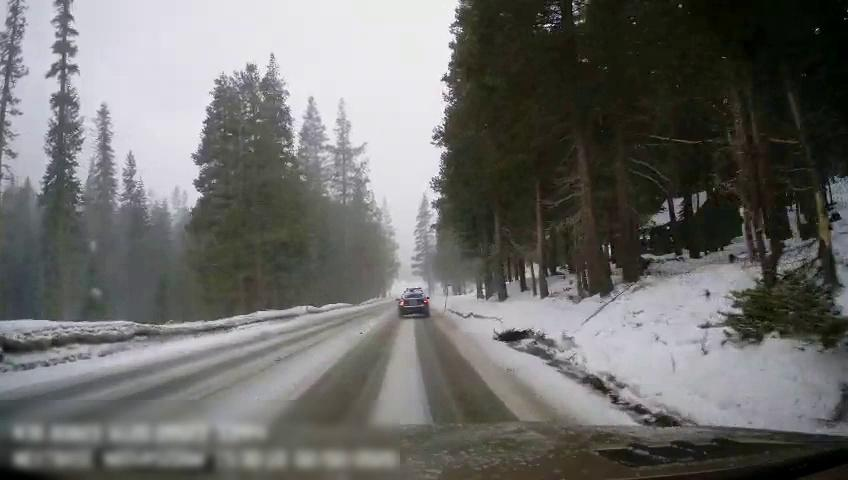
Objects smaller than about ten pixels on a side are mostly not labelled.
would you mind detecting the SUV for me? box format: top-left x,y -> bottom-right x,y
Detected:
395,287 -> 431,319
